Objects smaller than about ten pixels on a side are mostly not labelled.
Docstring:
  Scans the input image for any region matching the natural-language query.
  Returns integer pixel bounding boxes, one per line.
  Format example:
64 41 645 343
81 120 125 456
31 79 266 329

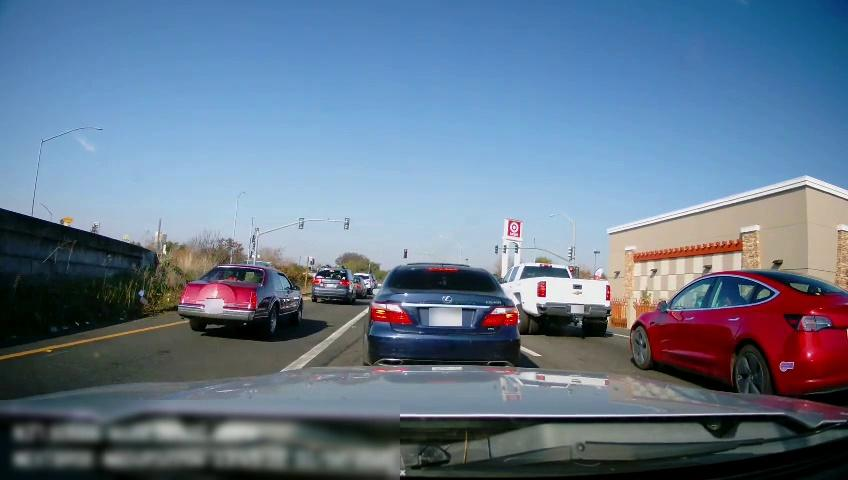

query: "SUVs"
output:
353 272 376 296
311 264 359 306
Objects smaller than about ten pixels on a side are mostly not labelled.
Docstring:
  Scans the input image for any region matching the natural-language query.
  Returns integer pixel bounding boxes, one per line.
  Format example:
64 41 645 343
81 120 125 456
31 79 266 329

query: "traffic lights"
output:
567 247 573 261
494 244 499 255
343 217 350 231
513 242 519 256
403 248 408 260
502 243 507 255
297 217 305 230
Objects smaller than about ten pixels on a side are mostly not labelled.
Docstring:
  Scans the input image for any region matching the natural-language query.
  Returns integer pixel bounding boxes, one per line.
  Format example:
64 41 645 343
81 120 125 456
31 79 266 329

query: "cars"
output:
628 267 848 408
176 263 305 340
361 262 522 367
350 274 370 300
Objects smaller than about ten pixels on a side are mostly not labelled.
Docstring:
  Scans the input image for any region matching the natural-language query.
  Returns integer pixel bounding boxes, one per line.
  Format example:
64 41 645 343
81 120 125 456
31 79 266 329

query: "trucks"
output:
491 263 613 338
